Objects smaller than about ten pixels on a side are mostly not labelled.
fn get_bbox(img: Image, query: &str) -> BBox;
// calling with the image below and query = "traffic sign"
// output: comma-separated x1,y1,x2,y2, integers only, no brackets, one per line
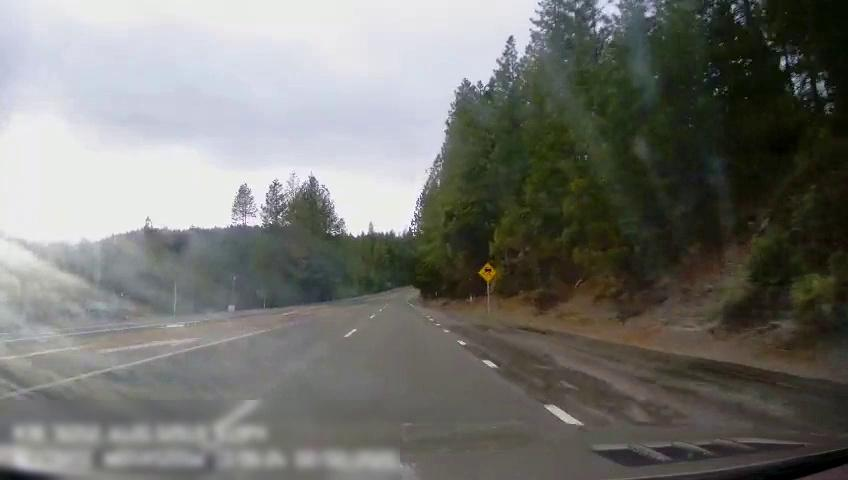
477,262,497,281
